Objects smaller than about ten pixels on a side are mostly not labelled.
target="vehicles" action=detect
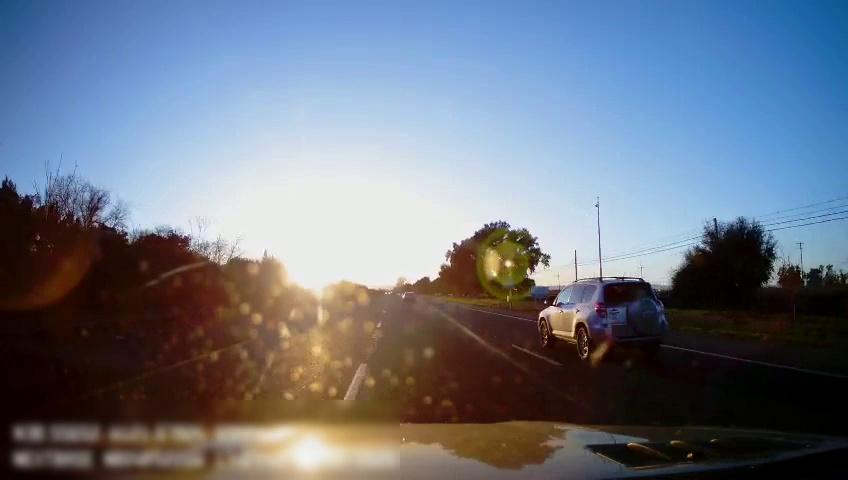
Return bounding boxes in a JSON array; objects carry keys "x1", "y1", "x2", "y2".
[
  {"x1": 403, "y1": 291, "x2": 415, "y2": 301},
  {"x1": 537, "y1": 277, "x2": 667, "y2": 362},
  {"x1": 530, "y1": 286, "x2": 550, "y2": 298}
]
